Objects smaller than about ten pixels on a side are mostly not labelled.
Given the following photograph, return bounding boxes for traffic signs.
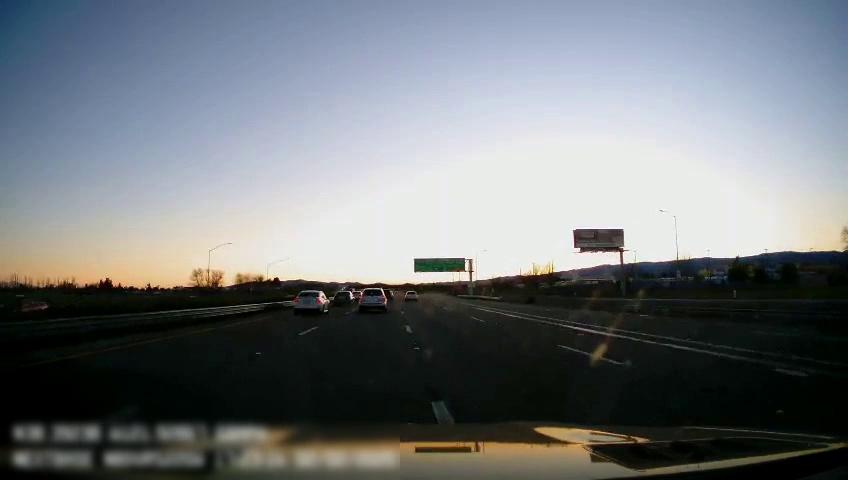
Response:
[414,258,465,272]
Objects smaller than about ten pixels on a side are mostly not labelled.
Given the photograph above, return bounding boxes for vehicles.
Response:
[351,290,361,301]
[358,288,387,314]
[334,292,357,308]
[292,290,331,316]
[383,289,394,303]
[404,290,419,301]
